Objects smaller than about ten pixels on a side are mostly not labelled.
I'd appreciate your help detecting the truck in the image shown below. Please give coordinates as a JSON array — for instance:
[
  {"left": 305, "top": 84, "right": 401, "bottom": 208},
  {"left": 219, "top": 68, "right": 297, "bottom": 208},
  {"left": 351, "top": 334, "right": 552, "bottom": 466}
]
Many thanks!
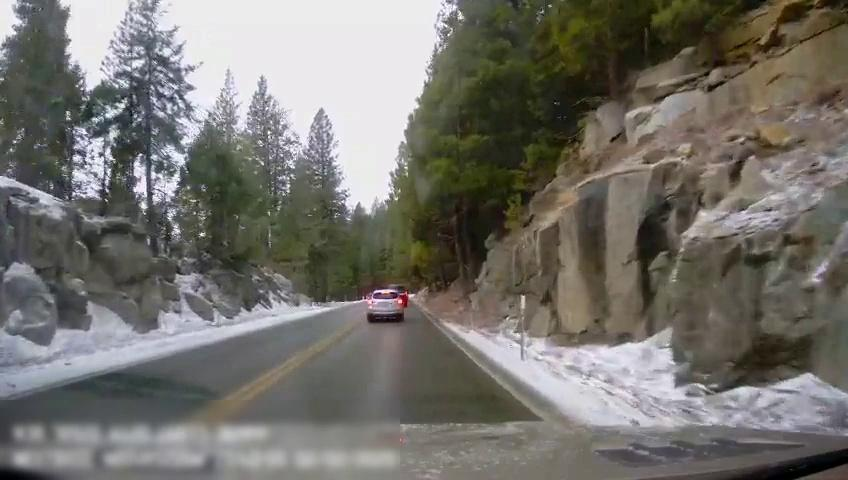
[{"left": 387, "top": 285, "right": 408, "bottom": 307}]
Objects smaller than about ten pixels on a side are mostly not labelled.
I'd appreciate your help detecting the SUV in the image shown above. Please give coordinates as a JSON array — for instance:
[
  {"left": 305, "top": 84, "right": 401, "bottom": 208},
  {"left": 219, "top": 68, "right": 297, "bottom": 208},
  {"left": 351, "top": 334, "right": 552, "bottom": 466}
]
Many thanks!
[{"left": 368, "top": 290, "right": 404, "bottom": 321}]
